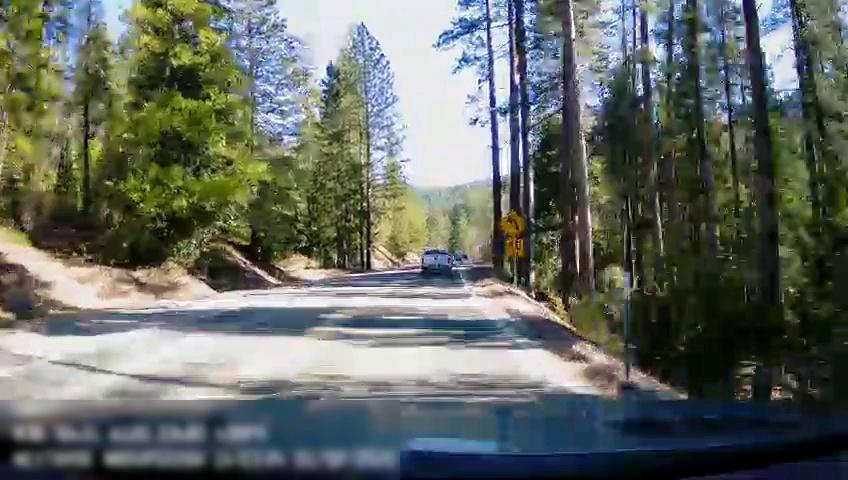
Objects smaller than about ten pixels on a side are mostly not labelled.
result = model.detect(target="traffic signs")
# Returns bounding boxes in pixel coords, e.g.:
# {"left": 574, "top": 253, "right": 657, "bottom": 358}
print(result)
{"left": 505, "top": 238, "right": 526, "bottom": 257}
{"left": 498, "top": 207, "right": 528, "bottom": 238}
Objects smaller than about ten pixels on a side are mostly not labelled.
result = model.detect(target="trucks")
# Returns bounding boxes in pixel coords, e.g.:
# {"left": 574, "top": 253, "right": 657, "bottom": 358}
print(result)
{"left": 420, "top": 249, "right": 453, "bottom": 274}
